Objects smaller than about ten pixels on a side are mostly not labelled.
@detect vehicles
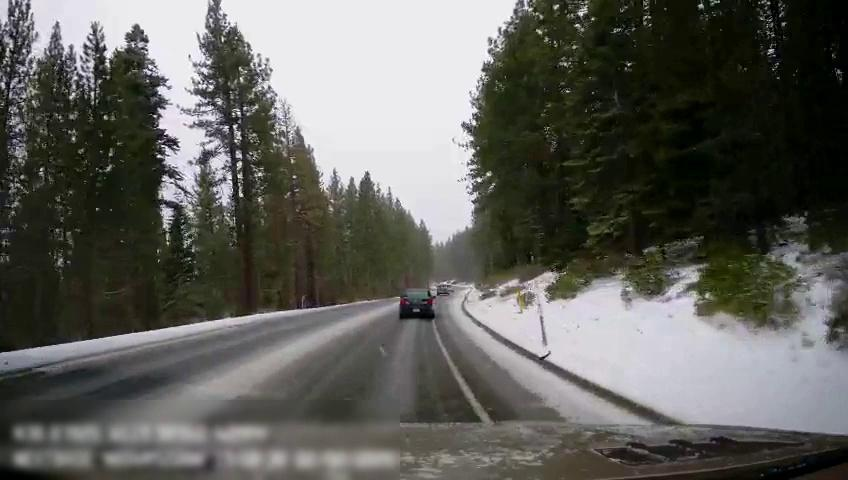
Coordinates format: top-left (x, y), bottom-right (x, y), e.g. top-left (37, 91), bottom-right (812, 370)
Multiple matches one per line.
top-left (446, 282), bottom-right (455, 293)
top-left (399, 288), bottom-right (436, 320)
top-left (436, 283), bottom-right (451, 296)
